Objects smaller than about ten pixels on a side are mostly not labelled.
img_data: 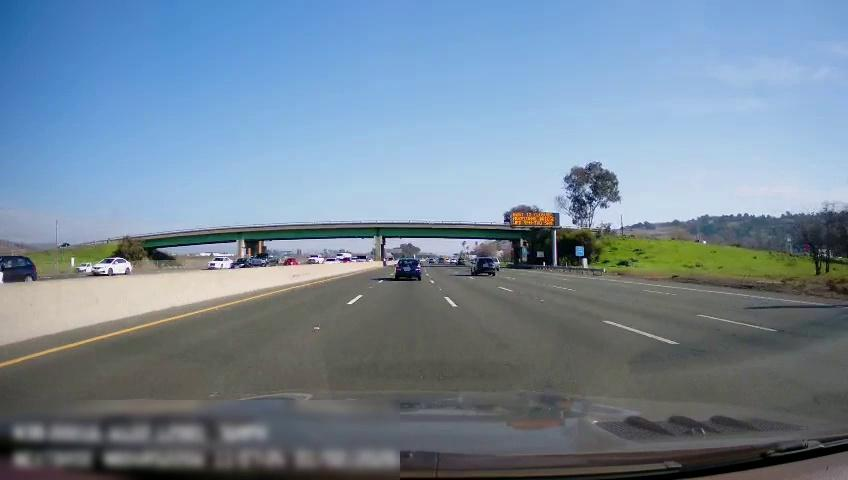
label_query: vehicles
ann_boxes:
[0,255,38,283]
[471,258,496,277]
[492,258,501,271]
[306,255,325,265]
[250,256,270,268]
[229,258,253,270]
[282,257,301,266]
[207,256,235,271]
[92,257,134,276]
[324,257,342,265]
[395,260,422,280]
[77,262,94,274]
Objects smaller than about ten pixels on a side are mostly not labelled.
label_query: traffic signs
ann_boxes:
[575,245,585,257]
[510,211,560,227]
